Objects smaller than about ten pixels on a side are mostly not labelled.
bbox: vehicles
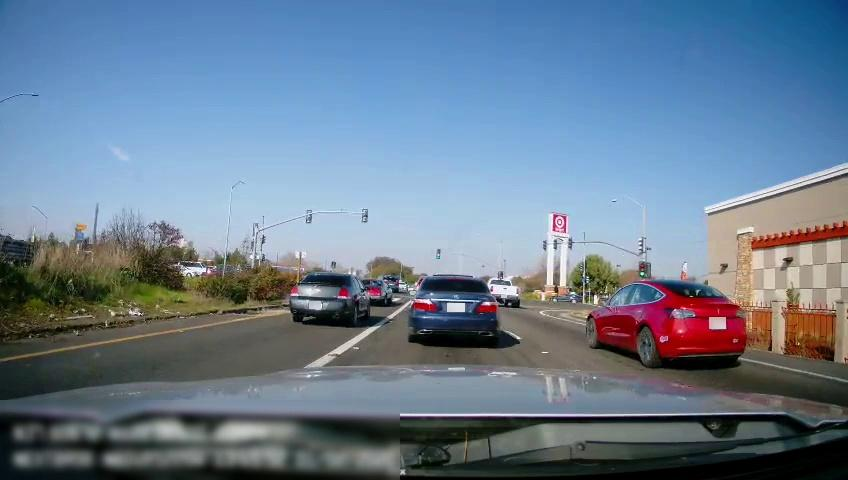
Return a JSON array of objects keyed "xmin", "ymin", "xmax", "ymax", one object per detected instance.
[
  {"xmin": 178, "ymin": 260, "xmax": 210, "ymax": 276},
  {"xmin": 174, "ymin": 263, "xmax": 196, "ymax": 279},
  {"xmin": 358, "ymin": 277, "xmax": 393, "ymax": 307},
  {"xmin": 551, "ymin": 293, "xmax": 580, "ymax": 305},
  {"xmin": 396, "ymin": 279, "xmax": 409, "ymax": 294},
  {"xmin": 379, "ymin": 277, "xmax": 401, "ymax": 294},
  {"xmin": 406, "ymin": 274, "xmax": 500, "ymax": 344},
  {"xmin": 414, "ymin": 275, "xmax": 426, "ymax": 289},
  {"xmin": 584, "ymin": 278, "xmax": 750, "ymax": 368},
  {"xmin": 287, "ymin": 271, "xmax": 372, "ymax": 325},
  {"xmin": 484, "ymin": 278, "xmax": 522, "ymax": 308}
]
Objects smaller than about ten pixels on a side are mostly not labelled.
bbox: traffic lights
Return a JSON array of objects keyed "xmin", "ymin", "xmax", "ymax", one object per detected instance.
[
  {"xmin": 645, "ymin": 261, "xmax": 653, "ymax": 281},
  {"xmin": 638, "ymin": 236, "xmax": 646, "ymax": 256},
  {"xmin": 542, "ymin": 239, "xmax": 548, "ymax": 252},
  {"xmin": 360, "ymin": 207, "xmax": 370, "ymax": 225},
  {"xmin": 305, "ymin": 208, "xmax": 313, "ymax": 225},
  {"xmin": 261, "ymin": 234, "xmax": 266, "ymax": 245},
  {"xmin": 252, "ymin": 223, "xmax": 259, "ymax": 237},
  {"xmin": 552, "ymin": 238, "xmax": 559, "ymax": 251},
  {"xmin": 638, "ymin": 262, "xmax": 649, "ymax": 282},
  {"xmin": 585, "ymin": 274, "xmax": 591, "ymax": 285},
  {"xmin": 566, "ymin": 236, "xmax": 574, "ymax": 249},
  {"xmin": 435, "ymin": 247, "xmax": 442, "ymax": 260}
]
